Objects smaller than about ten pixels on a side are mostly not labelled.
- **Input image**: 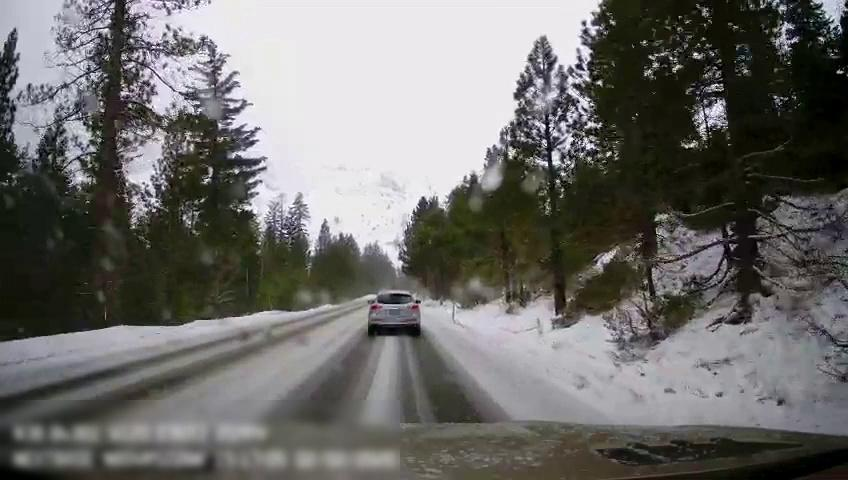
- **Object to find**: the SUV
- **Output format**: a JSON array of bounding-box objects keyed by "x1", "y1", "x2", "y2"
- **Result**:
[{"x1": 366, "y1": 291, "x2": 421, "y2": 336}]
